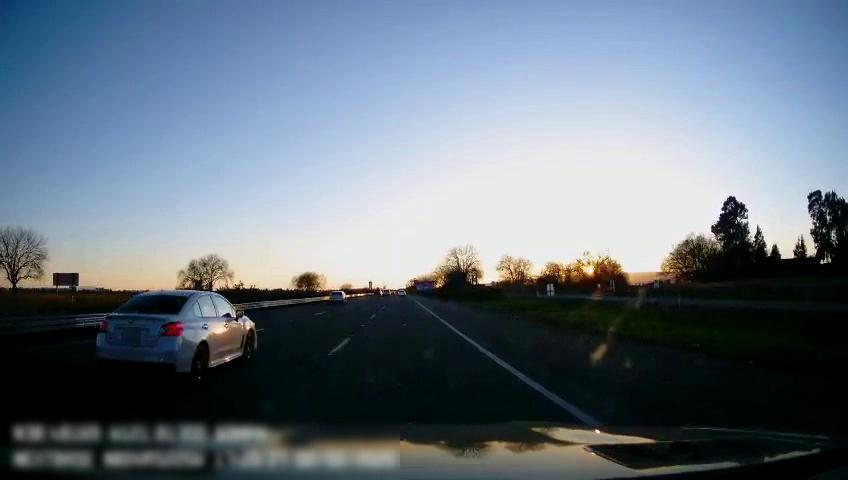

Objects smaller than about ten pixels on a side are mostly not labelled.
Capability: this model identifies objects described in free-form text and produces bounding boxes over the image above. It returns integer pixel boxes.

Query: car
[95,290,259,393]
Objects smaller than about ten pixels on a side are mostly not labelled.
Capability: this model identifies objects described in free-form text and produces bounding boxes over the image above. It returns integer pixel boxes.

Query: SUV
[329,291,346,305]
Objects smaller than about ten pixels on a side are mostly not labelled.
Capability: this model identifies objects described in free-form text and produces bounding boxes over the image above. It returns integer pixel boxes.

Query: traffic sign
[423,282,435,291]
